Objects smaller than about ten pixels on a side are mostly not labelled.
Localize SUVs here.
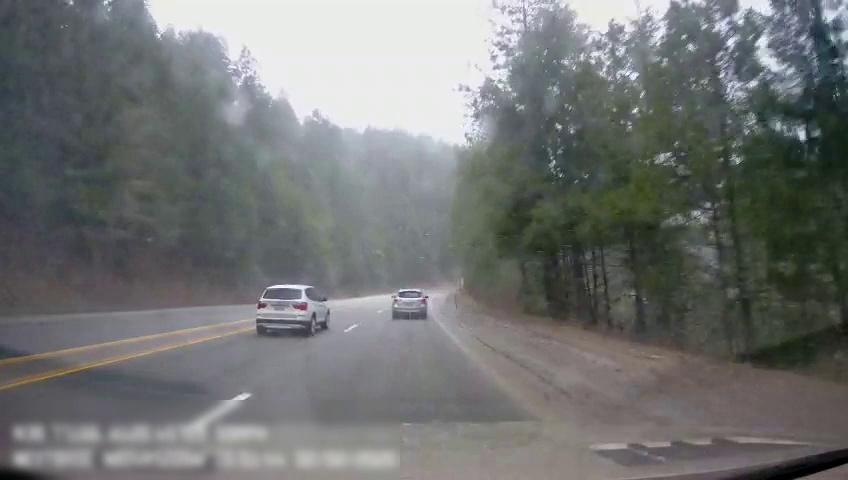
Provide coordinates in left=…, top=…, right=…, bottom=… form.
left=256, top=285, right=331, bottom=336
left=391, top=289, right=429, bottom=319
